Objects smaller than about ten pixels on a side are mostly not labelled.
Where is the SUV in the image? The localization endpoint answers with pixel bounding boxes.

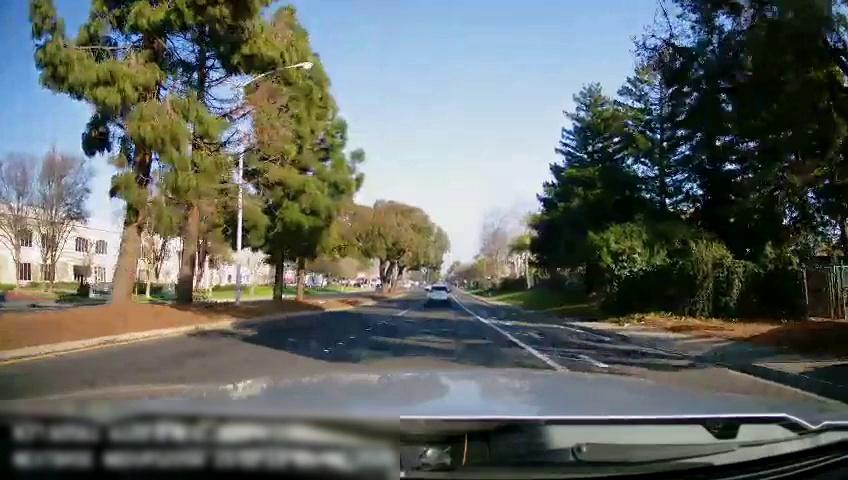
[423,284,450,307]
